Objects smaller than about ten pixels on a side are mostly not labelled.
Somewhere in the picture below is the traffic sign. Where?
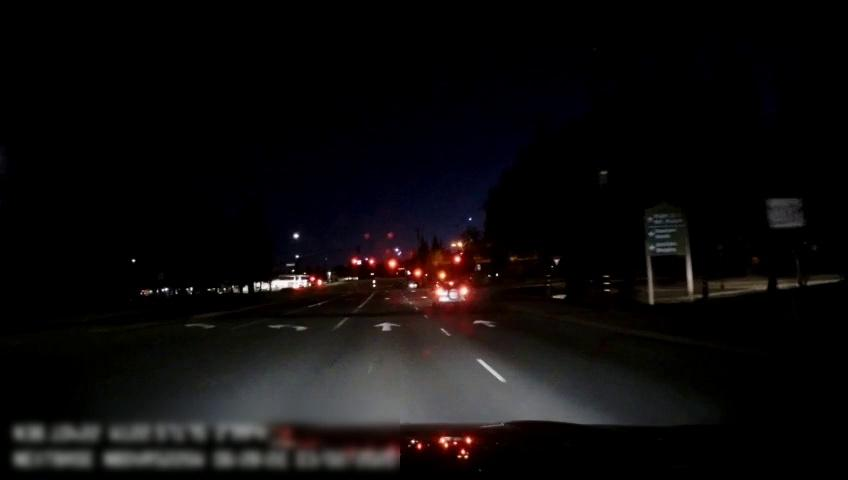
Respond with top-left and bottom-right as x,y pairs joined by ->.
768,198 -> 804,228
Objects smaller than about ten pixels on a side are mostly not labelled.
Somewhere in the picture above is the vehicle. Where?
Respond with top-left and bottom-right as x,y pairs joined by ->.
431,279 -> 472,313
